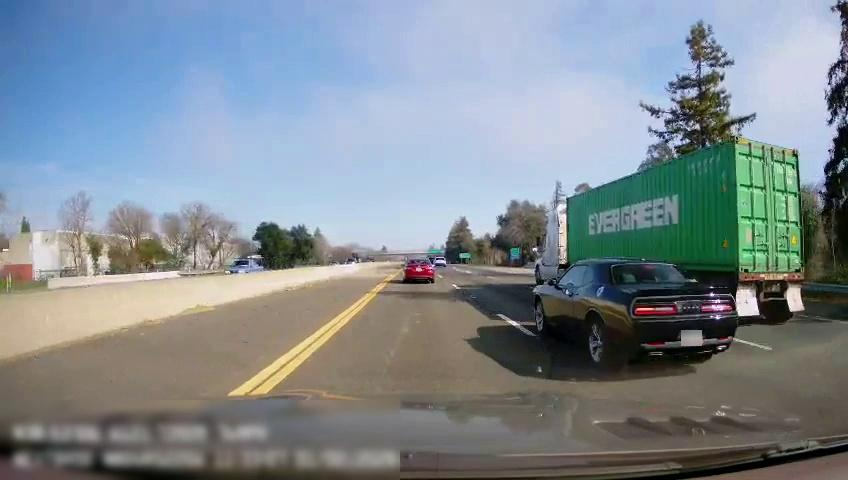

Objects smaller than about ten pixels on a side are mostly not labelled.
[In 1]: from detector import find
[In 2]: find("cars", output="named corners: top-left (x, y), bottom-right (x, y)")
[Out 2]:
top-left (403, 260), bottom-right (436, 284)
top-left (528, 255), bottom-right (739, 373)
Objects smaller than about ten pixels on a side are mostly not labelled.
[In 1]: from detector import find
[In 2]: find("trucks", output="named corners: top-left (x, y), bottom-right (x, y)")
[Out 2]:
top-left (534, 136), bottom-right (806, 327)
top-left (224, 258), bottom-right (264, 275)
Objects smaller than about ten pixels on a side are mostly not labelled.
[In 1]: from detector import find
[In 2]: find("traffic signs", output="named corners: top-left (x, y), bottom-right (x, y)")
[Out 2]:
top-left (509, 247), bottom-right (521, 260)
